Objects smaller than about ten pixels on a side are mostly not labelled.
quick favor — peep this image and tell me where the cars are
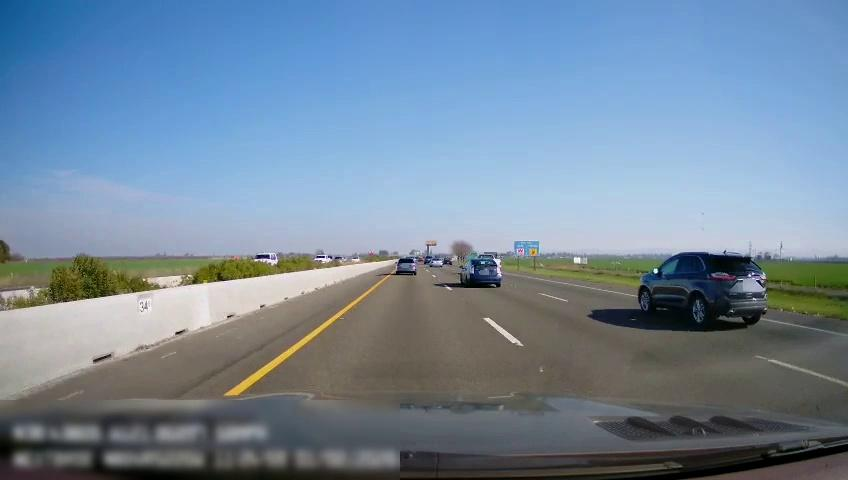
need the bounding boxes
[394,257,416,276]
[429,257,444,269]
[458,257,502,287]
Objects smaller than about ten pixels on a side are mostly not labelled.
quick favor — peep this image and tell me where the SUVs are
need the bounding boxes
[636,252,769,329]
[254,252,280,266]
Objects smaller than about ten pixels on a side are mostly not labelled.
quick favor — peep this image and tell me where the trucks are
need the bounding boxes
[313,254,333,264]
[480,254,502,269]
